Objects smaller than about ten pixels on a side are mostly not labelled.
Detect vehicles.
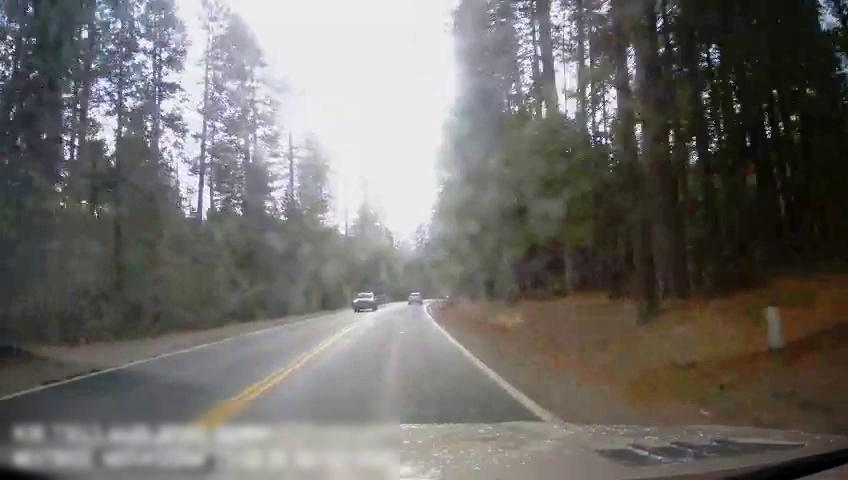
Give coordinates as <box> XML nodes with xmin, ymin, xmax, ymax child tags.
<box><xmin>408</xmin><ymin>292</ymin><xmax>423</xmax><ymax>306</ymax></box>
<box><xmin>353</xmin><ymin>292</ymin><xmax>378</xmax><ymax>313</ymax></box>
